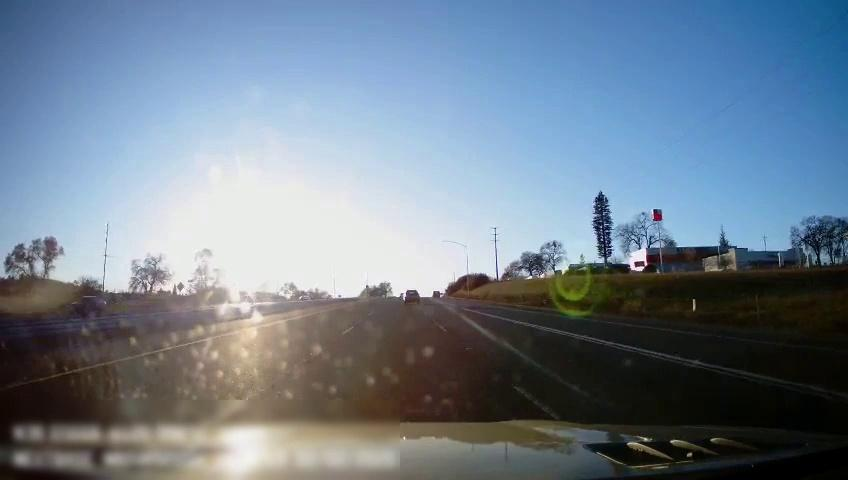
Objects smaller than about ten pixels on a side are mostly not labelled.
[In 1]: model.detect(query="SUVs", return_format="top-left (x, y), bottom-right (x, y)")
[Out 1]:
top-left (299, 293), bottom-right (312, 301)
top-left (66, 296), bottom-right (106, 318)
top-left (403, 290), bottom-right (420, 304)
